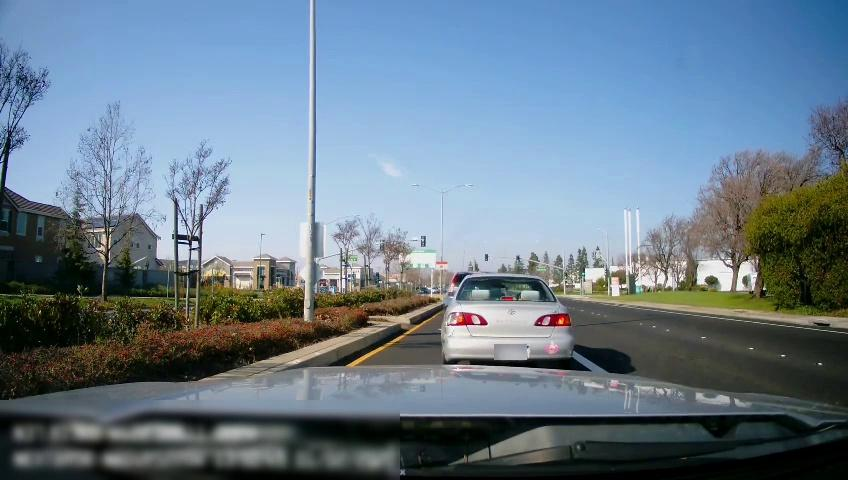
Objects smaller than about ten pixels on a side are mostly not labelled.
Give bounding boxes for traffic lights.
[378,239,384,251]
[419,235,425,248]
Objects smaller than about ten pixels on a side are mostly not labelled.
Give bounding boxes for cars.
[441,275,571,363]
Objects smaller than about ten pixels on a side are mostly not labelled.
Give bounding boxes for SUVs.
[451,272,467,288]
